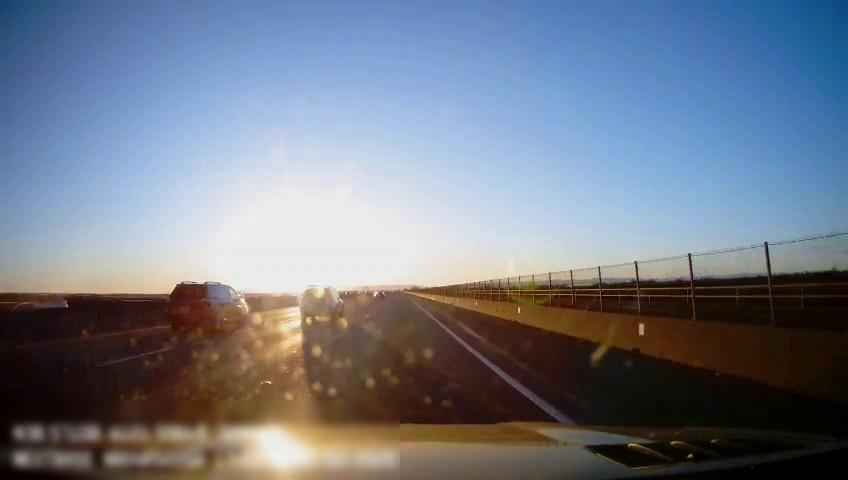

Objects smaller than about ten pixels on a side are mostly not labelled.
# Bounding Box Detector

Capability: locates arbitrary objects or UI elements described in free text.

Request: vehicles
[14,294,69,313]
[300,287,345,321]
[374,291,386,300]
[167,280,249,331]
